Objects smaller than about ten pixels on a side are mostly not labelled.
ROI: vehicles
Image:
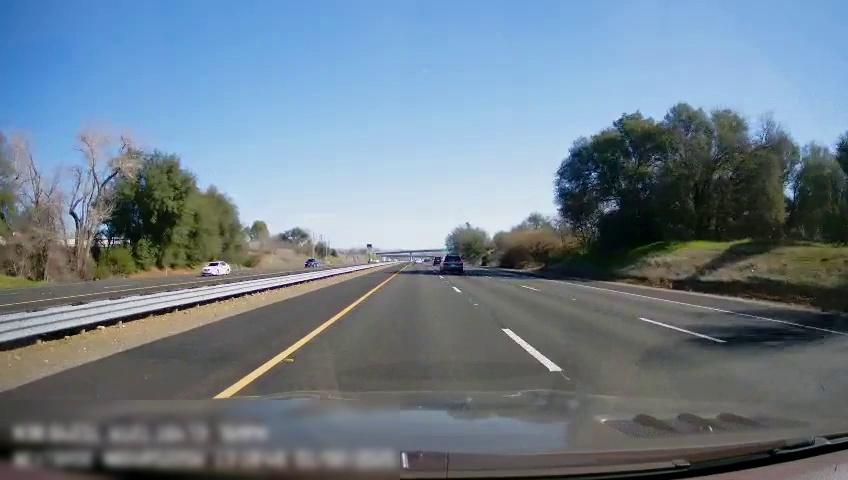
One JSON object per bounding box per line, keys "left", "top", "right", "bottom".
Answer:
{"left": 200, "top": 261, "right": 231, "bottom": 277}
{"left": 433, "top": 255, "right": 443, "bottom": 265}
{"left": 440, "top": 255, "right": 464, "bottom": 273}
{"left": 304, "top": 258, "right": 319, "bottom": 269}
